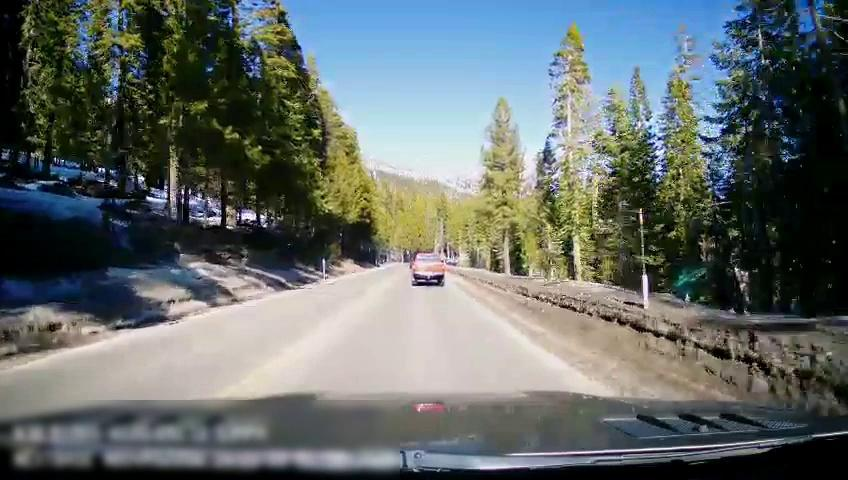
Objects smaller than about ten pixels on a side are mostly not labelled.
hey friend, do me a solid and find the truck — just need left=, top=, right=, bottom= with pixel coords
left=410, top=252, right=445, bottom=286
